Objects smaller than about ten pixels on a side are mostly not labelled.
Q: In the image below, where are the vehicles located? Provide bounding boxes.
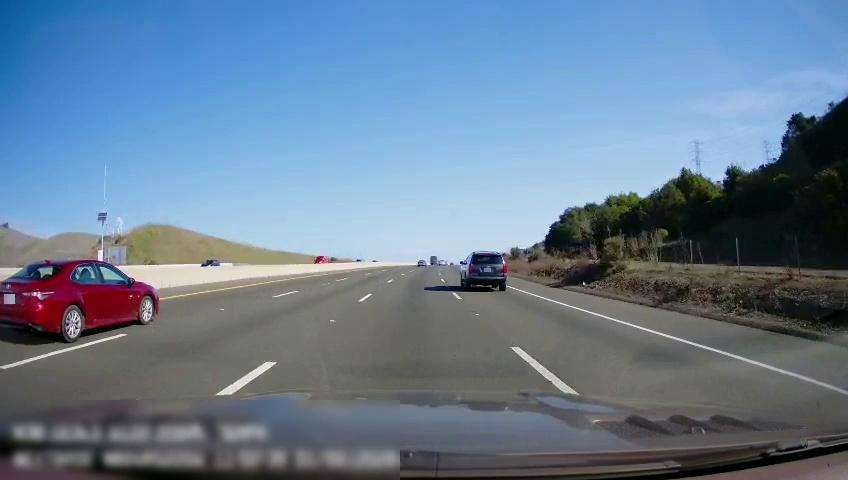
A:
[0,258,159,344]
[314,255,332,264]
[201,259,220,268]
[459,250,507,292]
[417,259,427,267]
[430,256,439,266]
